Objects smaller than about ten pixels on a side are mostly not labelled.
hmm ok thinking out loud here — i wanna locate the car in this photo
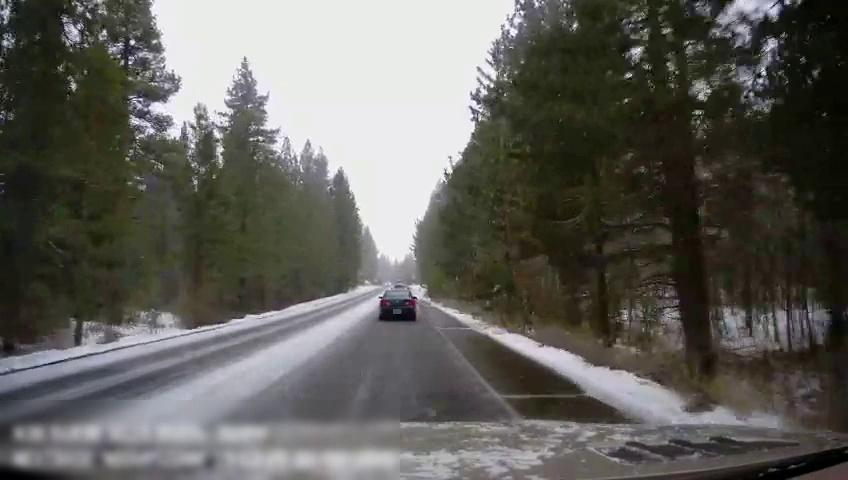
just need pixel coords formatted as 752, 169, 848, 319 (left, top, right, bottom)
378, 288, 417, 322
